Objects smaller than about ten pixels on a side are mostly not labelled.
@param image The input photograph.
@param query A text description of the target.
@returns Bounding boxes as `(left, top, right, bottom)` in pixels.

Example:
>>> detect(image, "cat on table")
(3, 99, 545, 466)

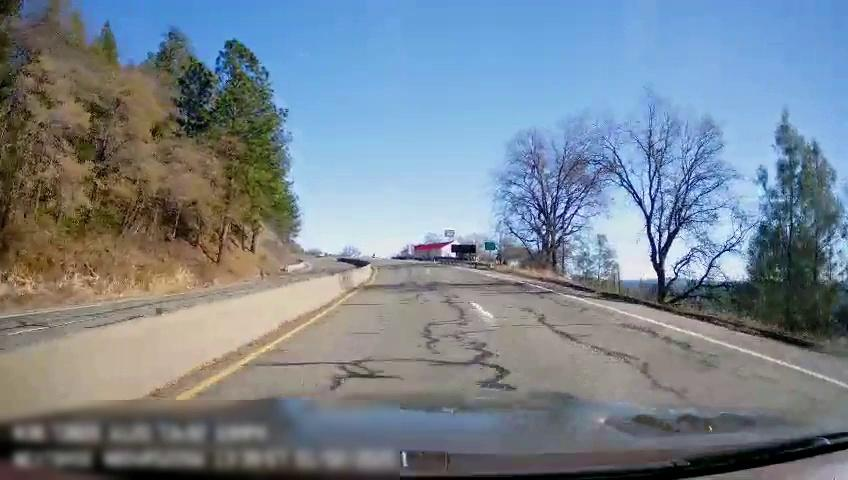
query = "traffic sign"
(484, 240, 497, 252)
